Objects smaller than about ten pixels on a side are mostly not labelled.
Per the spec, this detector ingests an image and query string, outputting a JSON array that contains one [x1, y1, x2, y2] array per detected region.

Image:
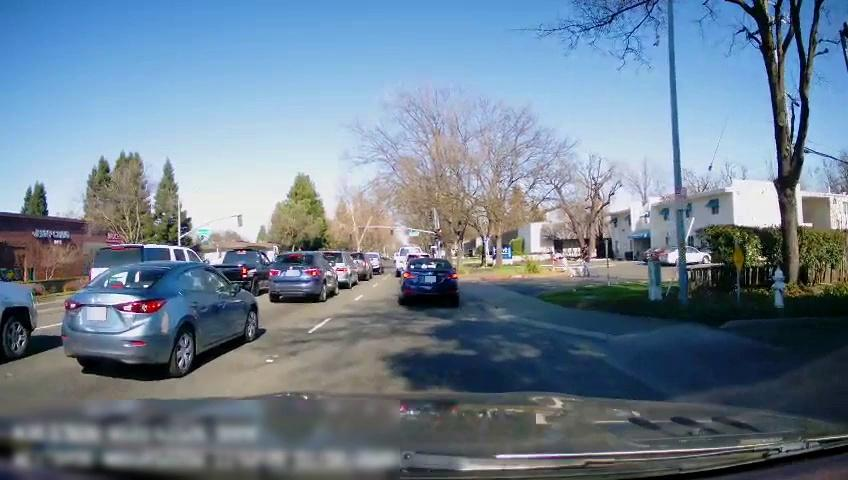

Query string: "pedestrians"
[[580, 236, 592, 278]]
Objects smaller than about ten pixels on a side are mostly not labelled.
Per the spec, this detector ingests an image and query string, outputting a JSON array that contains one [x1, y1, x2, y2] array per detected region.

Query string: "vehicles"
[[59, 262, 260, 379], [407, 253, 430, 258], [0, 280, 38, 361], [394, 247, 424, 278], [366, 252, 384, 274], [268, 253, 340, 303], [210, 247, 272, 297], [319, 251, 359, 289], [349, 251, 373, 282], [400, 257, 457, 300], [89, 243, 205, 281]]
